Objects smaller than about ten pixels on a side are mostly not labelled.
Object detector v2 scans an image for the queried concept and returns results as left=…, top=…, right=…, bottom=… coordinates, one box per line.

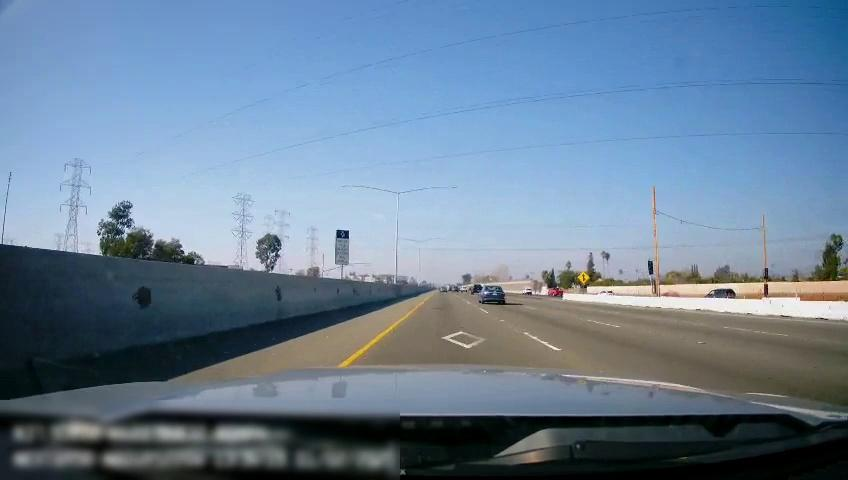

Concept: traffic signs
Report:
left=576, top=270, right=591, bottom=285
left=335, top=230, right=351, bottom=266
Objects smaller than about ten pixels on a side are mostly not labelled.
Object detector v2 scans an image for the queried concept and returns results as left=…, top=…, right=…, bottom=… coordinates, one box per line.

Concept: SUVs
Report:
left=703, top=288, right=736, bottom=299
left=597, top=290, right=616, bottom=296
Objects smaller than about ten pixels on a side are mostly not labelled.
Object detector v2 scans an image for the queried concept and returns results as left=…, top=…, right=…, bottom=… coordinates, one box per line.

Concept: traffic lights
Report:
left=648, top=260, right=653, bottom=275
left=764, top=267, right=769, bottom=279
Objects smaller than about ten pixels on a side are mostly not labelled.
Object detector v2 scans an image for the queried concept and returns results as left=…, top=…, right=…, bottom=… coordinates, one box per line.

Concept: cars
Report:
left=479, top=285, right=505, bottom=305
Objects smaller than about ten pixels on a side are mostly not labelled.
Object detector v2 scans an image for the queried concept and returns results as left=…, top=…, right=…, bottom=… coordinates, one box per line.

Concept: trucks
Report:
left=547, top=288, right=564, bottom=297
left=470, top=285, right=482, bottom=296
